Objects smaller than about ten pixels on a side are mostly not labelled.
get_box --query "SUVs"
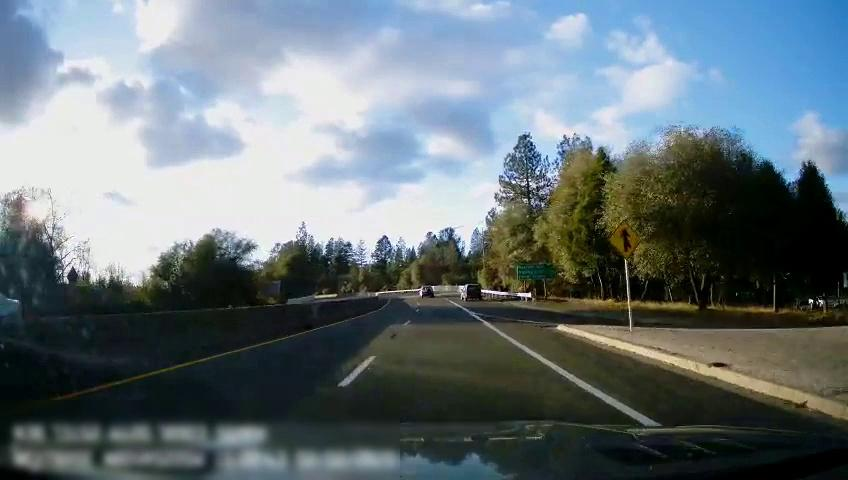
[460,283,482,302]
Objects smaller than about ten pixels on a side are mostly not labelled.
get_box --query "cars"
[420,286,434,299]
[0,291,23,323]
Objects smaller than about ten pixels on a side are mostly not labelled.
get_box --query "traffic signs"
[607,220,641,260]
[515,260,556,282]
